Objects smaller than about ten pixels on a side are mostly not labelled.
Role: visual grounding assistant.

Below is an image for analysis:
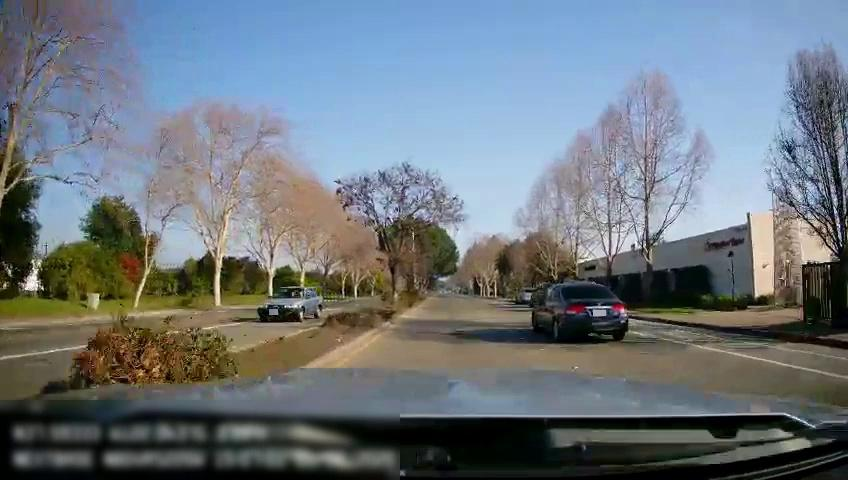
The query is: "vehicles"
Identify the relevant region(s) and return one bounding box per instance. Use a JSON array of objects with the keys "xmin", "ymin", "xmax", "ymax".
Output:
[
  {"xmin": 255, "ymin": 286, "xmax": 325, "ymax": 323},
  {"xmin": 530, "ymin": 281, "xmax": 629, "ymax": 343},
  {"xmin": 514, "ymin": 287, "xmax": 537, "ymax": 305},
  {"xmin": 529, "ymin": 286, "xmax": 548, "ymax": 308}
]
